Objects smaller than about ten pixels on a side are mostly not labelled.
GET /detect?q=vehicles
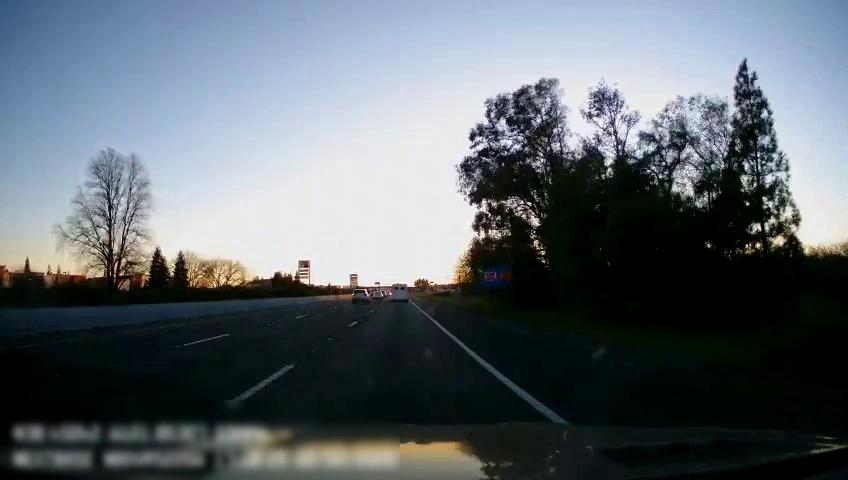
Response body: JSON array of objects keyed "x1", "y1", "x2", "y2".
[
  {"x1": 351, "y1": 288, "x2": 370, "y2": 305},
  {"x1": 372, "y1": 290, "x2": 384, "y2": 300},
  {"x1": 389, "y1": 283, "x2": 409, "y2": 303}
]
